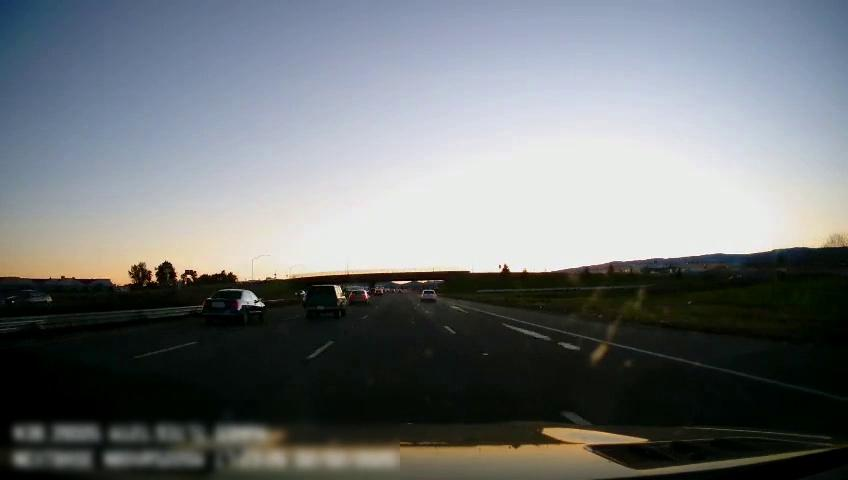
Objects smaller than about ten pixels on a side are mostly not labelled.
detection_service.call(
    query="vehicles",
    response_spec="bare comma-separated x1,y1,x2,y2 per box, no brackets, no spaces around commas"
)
348,290,370,306
421,289,437,302
302,284,348,319
202,289,266,328
0,289,53,314
301,291,308,308
295,290,306,297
